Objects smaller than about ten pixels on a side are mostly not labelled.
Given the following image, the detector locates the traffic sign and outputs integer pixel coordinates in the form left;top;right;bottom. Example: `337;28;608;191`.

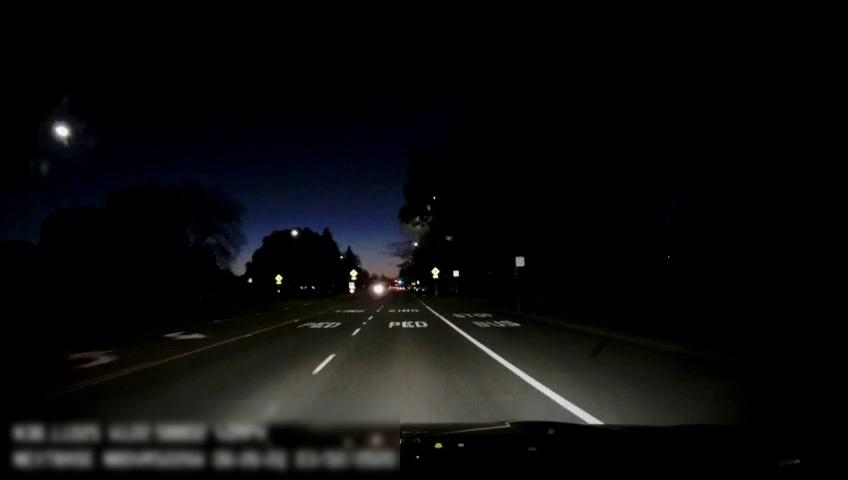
515;255;525;267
